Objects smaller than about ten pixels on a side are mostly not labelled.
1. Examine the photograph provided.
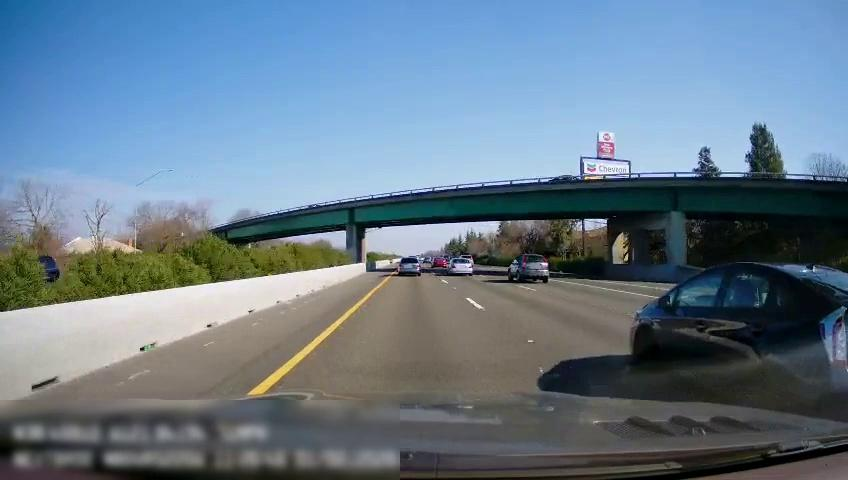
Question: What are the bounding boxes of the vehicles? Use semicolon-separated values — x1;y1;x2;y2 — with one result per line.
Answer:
35;254;60;284
397;256;421;276
630;260;848;413
446;257;473;276
508;253;549;284
431;257;448;269
546;174;580;182
457;254;475;263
